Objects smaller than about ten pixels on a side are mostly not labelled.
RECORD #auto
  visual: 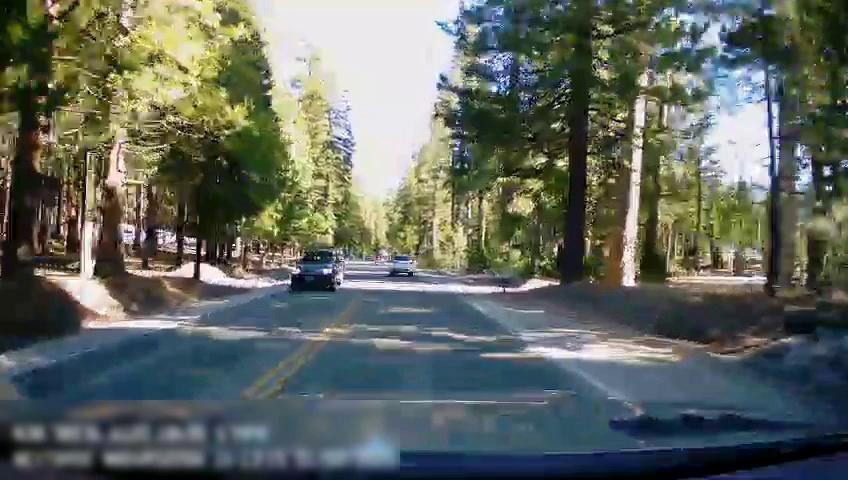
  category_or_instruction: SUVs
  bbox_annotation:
[389,254,416,278]
[290,247,345,292]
